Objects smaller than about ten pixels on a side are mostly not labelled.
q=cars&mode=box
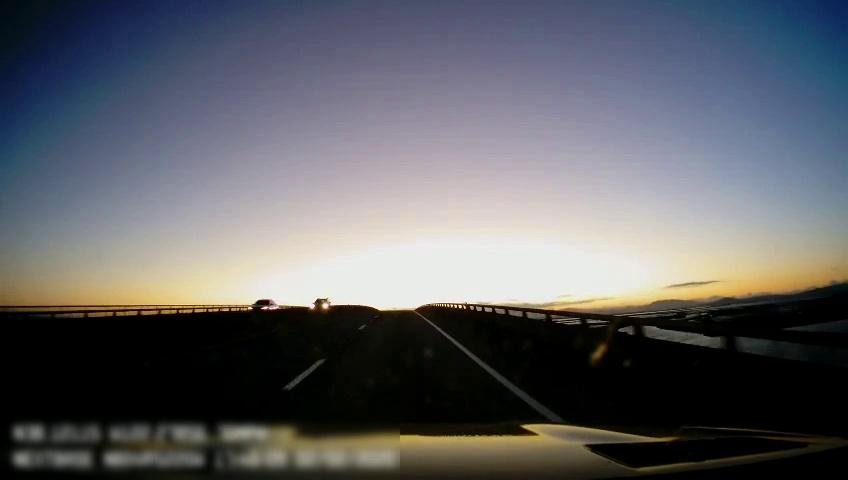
[249,299,277,312]
[314,298,329,312]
